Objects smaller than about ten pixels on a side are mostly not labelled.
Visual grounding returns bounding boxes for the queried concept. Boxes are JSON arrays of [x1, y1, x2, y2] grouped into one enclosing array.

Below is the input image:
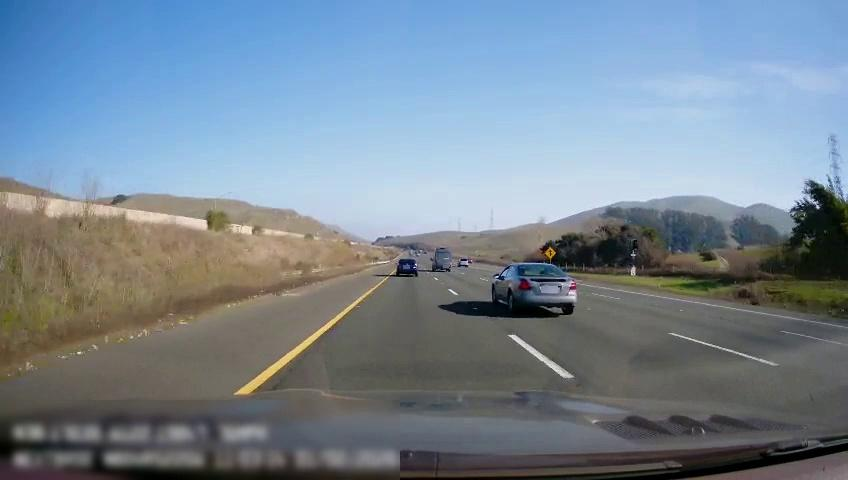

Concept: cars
[[395, 257, 419, 277], [458, 258, 469, 267], [490, 262, 577, 316]]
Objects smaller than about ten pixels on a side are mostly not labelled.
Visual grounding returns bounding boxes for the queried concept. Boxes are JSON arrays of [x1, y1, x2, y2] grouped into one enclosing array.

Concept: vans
[[429, 247, 451, 272]]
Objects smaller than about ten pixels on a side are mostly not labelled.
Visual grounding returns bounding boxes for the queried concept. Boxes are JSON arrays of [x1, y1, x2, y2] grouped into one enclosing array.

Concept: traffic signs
[[544, 246, 557, 259]]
